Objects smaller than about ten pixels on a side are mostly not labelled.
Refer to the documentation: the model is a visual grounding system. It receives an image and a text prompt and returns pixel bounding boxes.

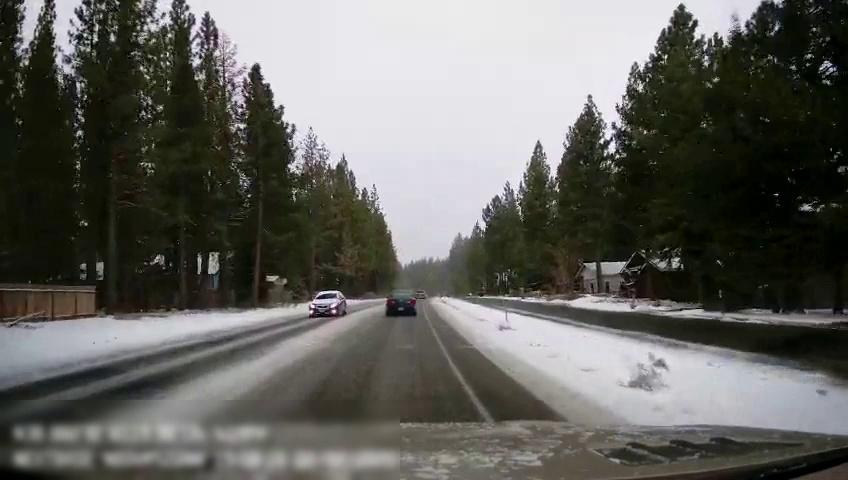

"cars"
[308,290,347,319]
[385,290,417,317]
[414,289,426,300]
